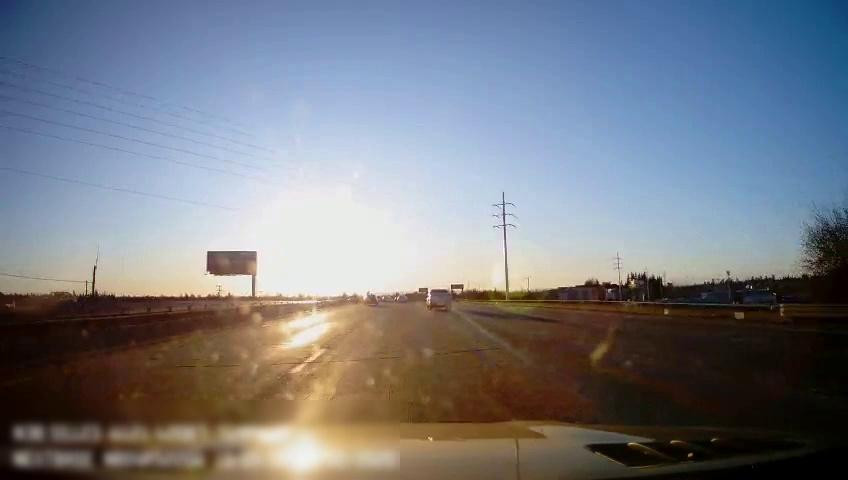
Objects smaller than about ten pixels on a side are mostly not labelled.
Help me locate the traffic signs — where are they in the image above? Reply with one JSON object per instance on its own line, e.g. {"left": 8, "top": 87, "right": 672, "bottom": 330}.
{"left": 417, "top": 288, "right": 430, "bottom": 294}
{"left": 451, "top": 284, "right": 465, "bottom": 290}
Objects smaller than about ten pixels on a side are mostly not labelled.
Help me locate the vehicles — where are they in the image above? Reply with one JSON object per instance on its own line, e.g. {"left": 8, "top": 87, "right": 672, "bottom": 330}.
{"left": 364, "top": 293, "right": 380, "bottom": 306}
{"left": 395, "top": 294, "right": 409, "bottom": 304}
{"left": 426, "top": 288, "right": 453, "bottom": 312}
